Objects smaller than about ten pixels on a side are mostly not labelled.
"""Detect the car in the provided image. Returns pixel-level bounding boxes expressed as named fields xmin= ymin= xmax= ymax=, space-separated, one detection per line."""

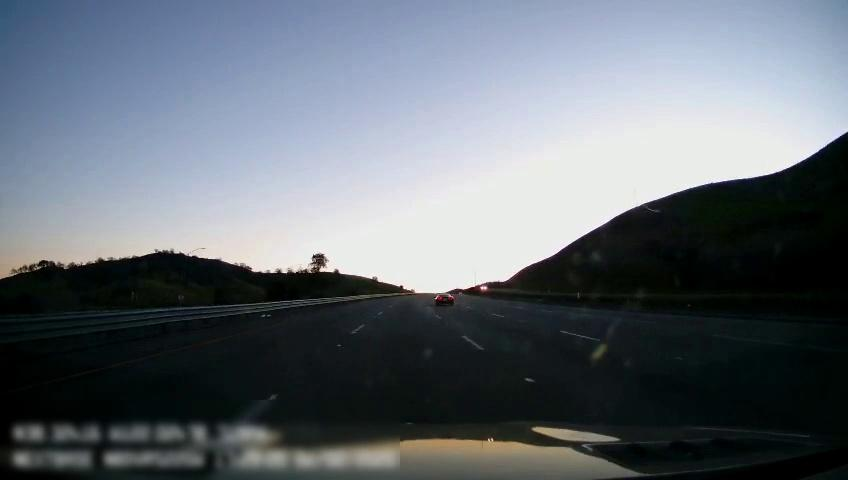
xmin=434 ymin=292 xmax=454 ymax=307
